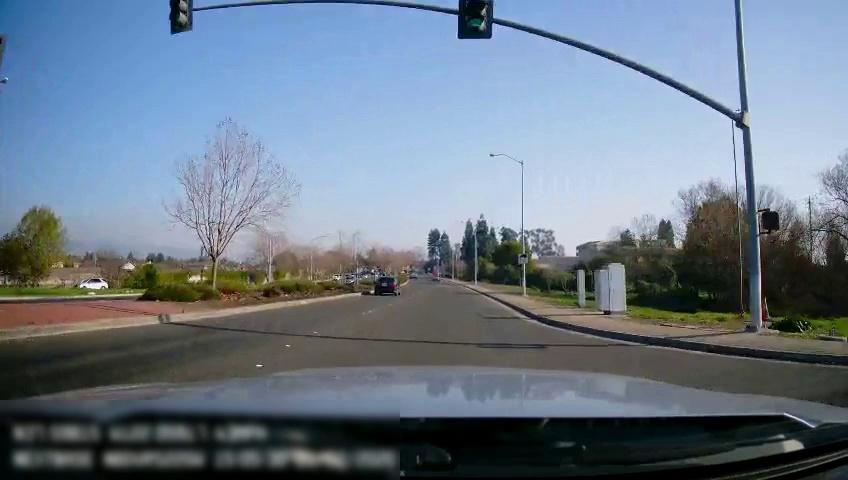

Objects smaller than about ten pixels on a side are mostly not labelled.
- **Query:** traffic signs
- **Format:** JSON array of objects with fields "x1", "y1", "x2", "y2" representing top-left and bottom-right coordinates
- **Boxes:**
[{"x1": 518, "y1": 254, "x2": 529, "y2": 264}]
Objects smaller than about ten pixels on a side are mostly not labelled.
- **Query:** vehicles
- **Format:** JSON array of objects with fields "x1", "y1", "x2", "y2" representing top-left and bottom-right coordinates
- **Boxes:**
[
  {"x1": 375, "y1": 277, "x2": 401, "y2": 296},
  {"x1": 343, "y1": 276, "x2": 357, "y2": 285},
  {"x1": 73, "y1": 278, "x2": 109, "y2": 290}
]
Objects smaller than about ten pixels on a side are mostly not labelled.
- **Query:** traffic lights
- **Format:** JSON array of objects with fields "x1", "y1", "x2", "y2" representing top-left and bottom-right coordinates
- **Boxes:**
[
  {"x1": 761, "y1": 211, "x2": 780, "y2": 230},
  {"x1": 458, "y1": 0, "x2": 494, "y2": 40},
  {"x1": 168, "y1": 0, "x2": 193, "y2": 36},
  {"x1": 0, "y1": 36, "x2": 5, "y2": 64}
]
